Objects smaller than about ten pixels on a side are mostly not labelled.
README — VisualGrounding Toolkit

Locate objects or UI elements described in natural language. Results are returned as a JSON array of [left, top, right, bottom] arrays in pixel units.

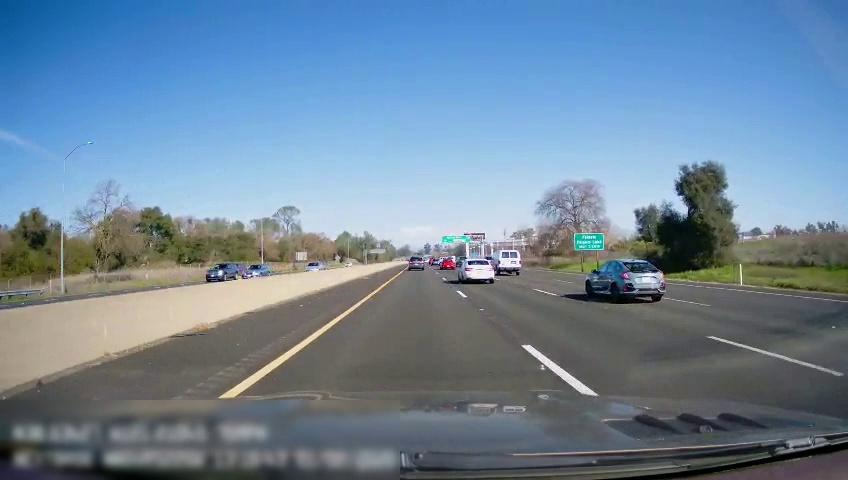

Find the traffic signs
[[573, 232, 605, 251]]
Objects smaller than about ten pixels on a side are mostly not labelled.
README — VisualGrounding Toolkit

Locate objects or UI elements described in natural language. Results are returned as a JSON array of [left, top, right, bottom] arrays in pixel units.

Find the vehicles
[[585, 258, 666, 304], [455, 256, 470, 268], [303, 261, 326, 273], [408, 256, 426, 271], [457, 258, 495, 284], [440, 259, 456, 270], [493, 250, 521, 276], [241, 263, 273, 279], [204, 262, 241, 283]]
